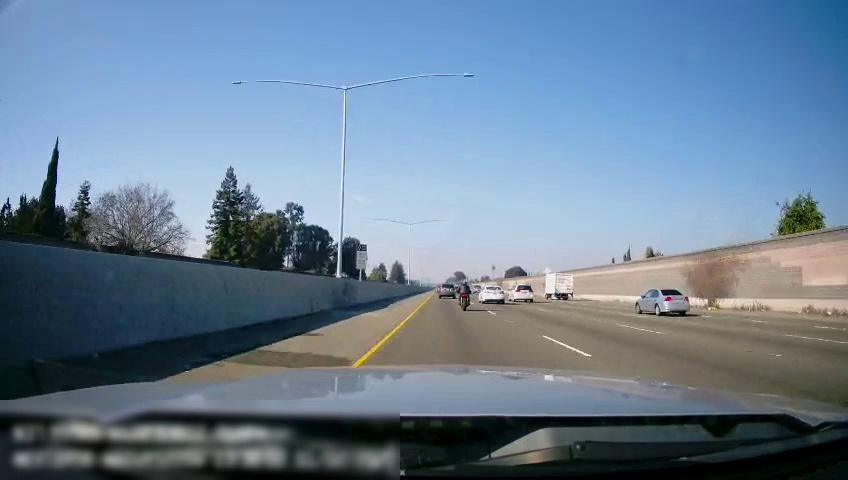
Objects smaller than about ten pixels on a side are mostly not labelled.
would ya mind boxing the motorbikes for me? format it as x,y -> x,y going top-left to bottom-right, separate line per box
456,281 -> 472,311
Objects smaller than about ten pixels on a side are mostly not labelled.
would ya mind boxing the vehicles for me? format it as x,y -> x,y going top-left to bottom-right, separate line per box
635,287 -> 689,317
507,283 -> 534,303
437,283 -> 456,300
478,285 -> 505,305
470,284 -> 482,295
542,273 -> 574,301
